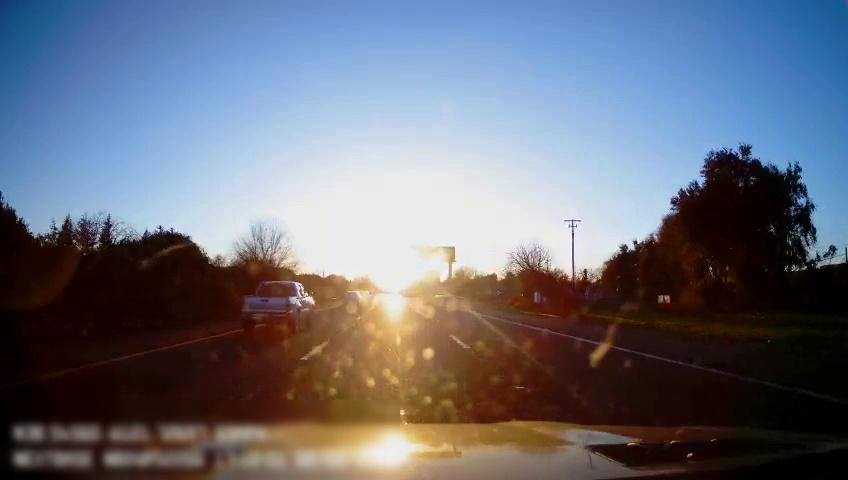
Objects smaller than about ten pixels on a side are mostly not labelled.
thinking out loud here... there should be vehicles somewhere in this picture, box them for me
[240,280,317,335]
[343,290,363,306]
